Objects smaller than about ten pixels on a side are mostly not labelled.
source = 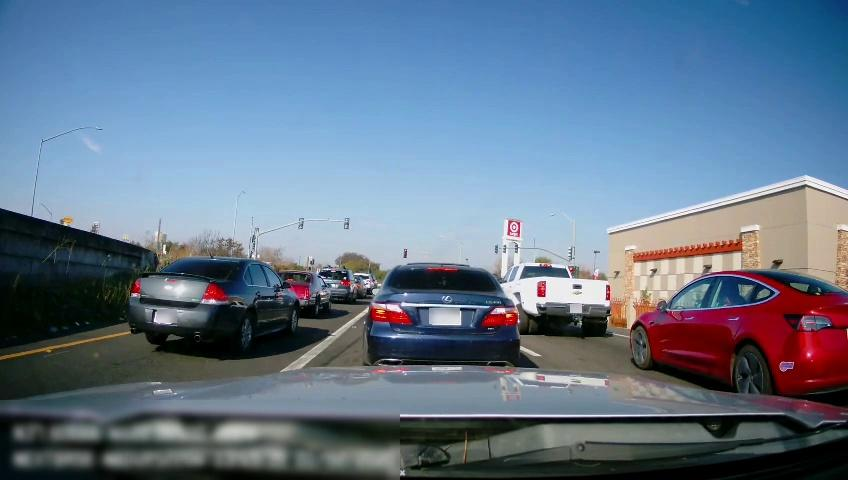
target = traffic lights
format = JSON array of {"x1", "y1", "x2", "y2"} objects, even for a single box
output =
[
  {"x1": 573, "y1": 265, "x2": 581, "y2": 280},
  {"x1": 567, "y1": 265, "x2": 578, "y2": 280},
  {"x1": 343, "y1": 217, "x2": 351, "y2": 231},
  {"x1": 403, "y1": 248, "x2": 408, "y2": 259},
  {"x1": 494, "y1": 244, "x2": 499, "y2": 255},
  {"x1": 567, "y1": 246, "x2": 574, "y2": 261},
  {"x1": 502, "y1": 244, "x2": 508, "y2": 255},
  {"x1": 298, "y1": 217, "x2": 305, "y2": 230},
  {"x1": 514, "y1": 242, "x2": 520, "y2": 254}
]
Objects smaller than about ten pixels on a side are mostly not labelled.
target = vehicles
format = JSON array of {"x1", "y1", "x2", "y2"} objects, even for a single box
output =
[
  {"x1": 316, "y1": 264, "x2": 359, "y2": 305},
  {"x1": 361, "y1": 262, "x2": 523, "y2": 369},
  {"x1": 352, "y1": 275, "x2": 369, "y2": 300},
  {"x1": 274, "y1": 269, "x2": 334, "y2": 317},
  {"x1": 126, "y1": 255, "x2": 301, "y2": 356},
  {"x1": 496, "y1": 262, "x2": 613, "y2": 336},
  {"x1": 352, "y1": 272, "x2": 374, "y2": 295},
  {"x1": 369, "y1": 273, "x2": 378, "y2": 289},
  {"x1": 628, "y1": 267, "x2": 848, "y2": 397}
]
